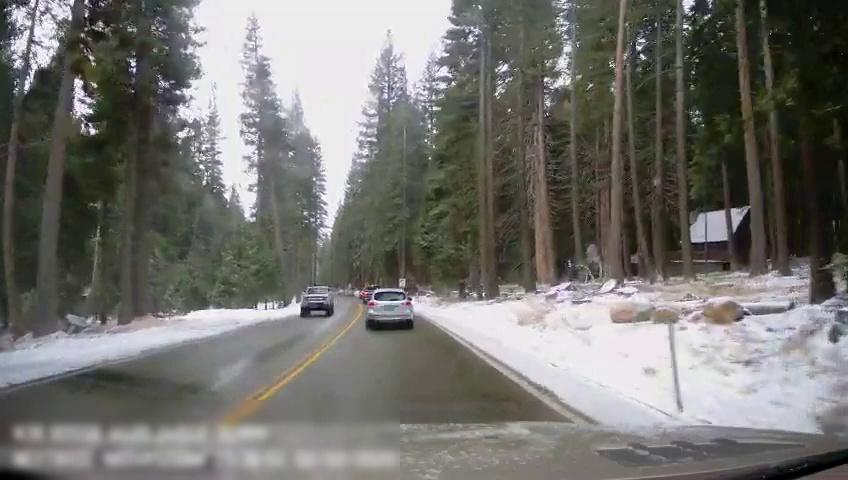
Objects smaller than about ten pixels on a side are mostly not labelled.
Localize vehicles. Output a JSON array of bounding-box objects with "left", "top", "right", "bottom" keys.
[
  {"left": 361, "top": 284, "right": 383, "bottom": 305},
  {"left": 300, "top": 285, "right": 335, "bottom": 318},
  {"left": 365, "top": 287, "right": 415, "bottom": 331}
]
